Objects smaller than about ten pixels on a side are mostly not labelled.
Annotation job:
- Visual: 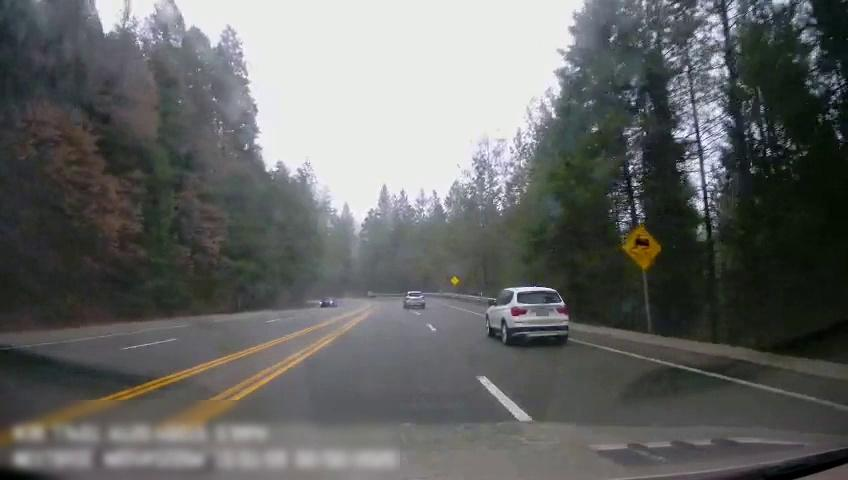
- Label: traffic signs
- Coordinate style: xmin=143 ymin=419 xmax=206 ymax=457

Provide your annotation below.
xmin=452 ymin=276 xmax=459 ymax=287
xmin=619 ymin=225 xmax=662 ymax=270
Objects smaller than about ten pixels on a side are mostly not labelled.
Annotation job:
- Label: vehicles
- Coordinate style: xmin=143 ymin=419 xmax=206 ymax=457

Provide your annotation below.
xmin=403 ymin=291 xmax=427 ymax=310
xmin=319 ymin=296 xmax=337 ymax=308
xmin=485 ymin=285 xmax=569 ymax=346
xmin=365 ymin=292 xmax=378 ymax=299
